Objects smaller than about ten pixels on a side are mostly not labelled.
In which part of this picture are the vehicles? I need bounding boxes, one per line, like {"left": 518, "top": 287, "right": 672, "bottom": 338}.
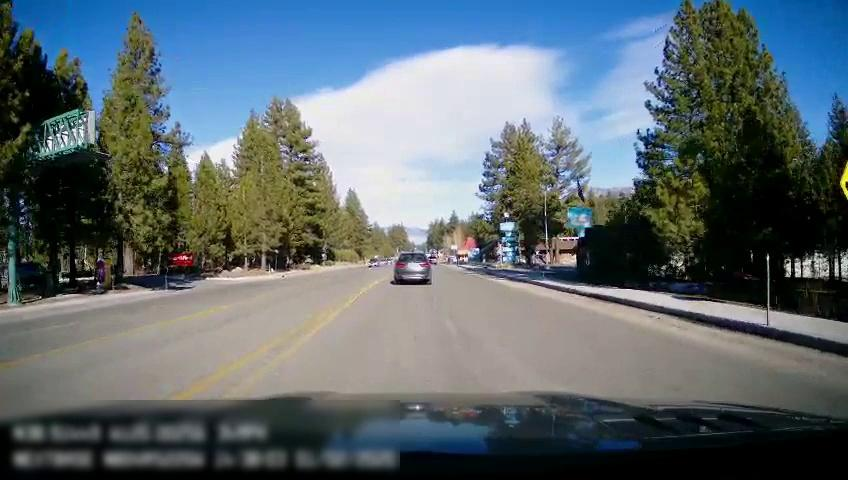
{"left": 0, "top": 263, "right": 47, "bottom": 291}
{"left": 395, "top": 253, "right": 433, "bottom": 284}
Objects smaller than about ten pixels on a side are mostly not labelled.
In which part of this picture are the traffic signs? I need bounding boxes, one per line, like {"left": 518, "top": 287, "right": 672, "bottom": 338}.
{"left": 838, "top": 165, "right": 848, "bottom": 199}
